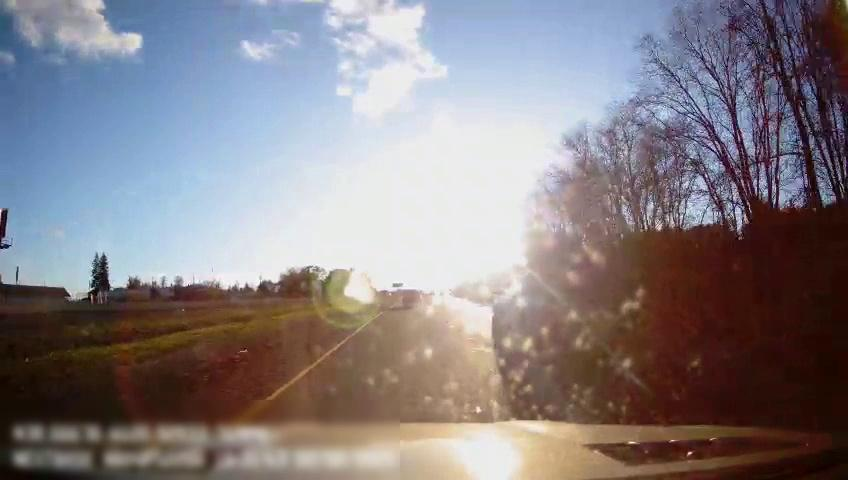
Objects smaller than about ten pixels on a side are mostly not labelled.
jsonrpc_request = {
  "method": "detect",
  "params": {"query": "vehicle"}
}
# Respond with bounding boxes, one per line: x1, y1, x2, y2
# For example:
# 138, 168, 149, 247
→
403, 290, 423, 308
